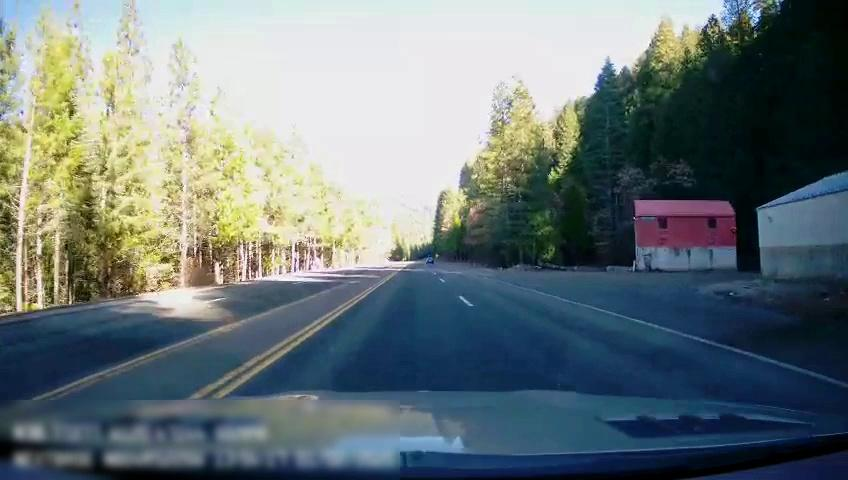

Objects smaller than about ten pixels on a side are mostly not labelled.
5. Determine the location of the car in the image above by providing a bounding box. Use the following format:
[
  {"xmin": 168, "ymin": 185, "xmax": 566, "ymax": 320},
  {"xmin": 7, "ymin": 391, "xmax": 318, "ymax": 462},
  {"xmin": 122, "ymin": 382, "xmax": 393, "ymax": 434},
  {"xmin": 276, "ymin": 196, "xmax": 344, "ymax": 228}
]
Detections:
[{"xmin": 424, "ymin": 255, "xmax": 436, "ymax": 265}]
